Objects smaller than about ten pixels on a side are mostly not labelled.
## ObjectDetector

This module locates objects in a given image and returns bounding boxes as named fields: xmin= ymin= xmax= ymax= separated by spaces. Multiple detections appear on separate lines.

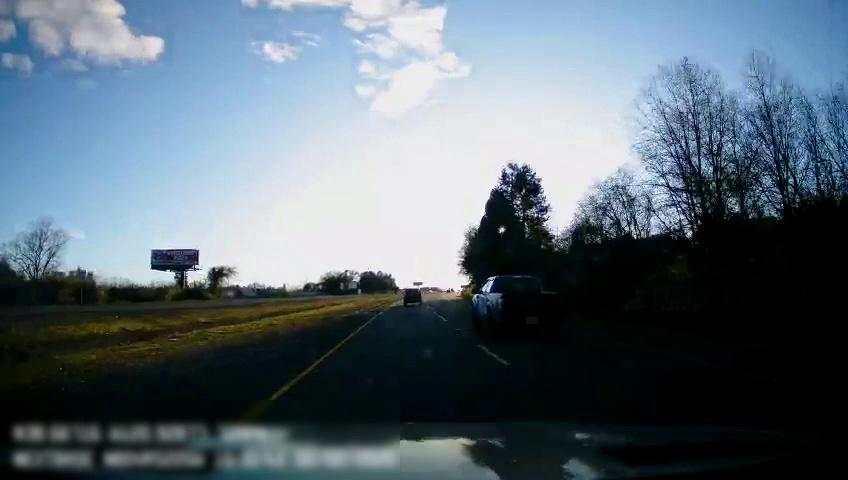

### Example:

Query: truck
xmin=470 ymin=275 xmax=567 ymax=341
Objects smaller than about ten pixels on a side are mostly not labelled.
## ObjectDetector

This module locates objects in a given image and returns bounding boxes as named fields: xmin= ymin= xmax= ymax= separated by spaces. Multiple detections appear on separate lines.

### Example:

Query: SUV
xmin=403 ymin=288 xmax=423 ymax=306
